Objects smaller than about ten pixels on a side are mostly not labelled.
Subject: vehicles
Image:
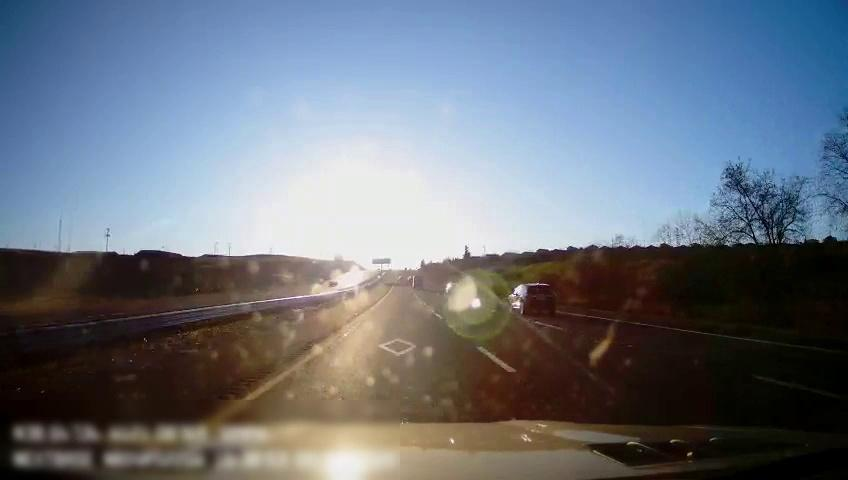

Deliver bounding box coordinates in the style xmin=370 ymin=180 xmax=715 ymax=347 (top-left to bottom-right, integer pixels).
xmin=412 ymin=275 xmax=423 ymax=290
xmin=445 ymin=282 xmax=461 ymax=295
xmin=509 ymin=283 xmax=556 ymax=316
